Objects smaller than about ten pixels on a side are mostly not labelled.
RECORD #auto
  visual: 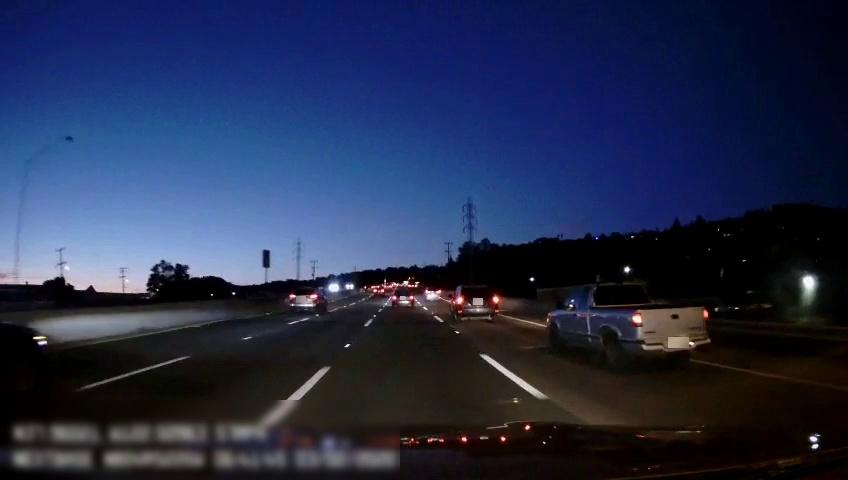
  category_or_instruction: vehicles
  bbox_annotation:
[286,284,331,316]
[547,282,711,376]
[424,287,441,302]
[373,285,385,297]
[0,321,50,402]
[390,288,415,308]
[448,284,499,324]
